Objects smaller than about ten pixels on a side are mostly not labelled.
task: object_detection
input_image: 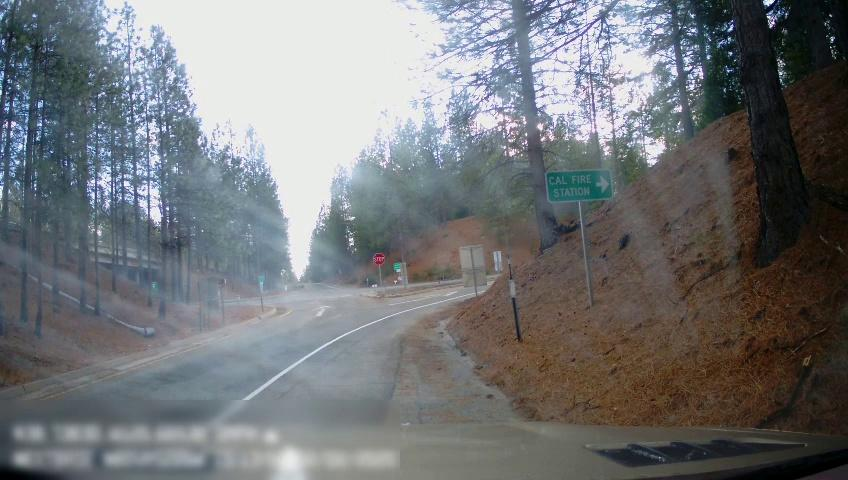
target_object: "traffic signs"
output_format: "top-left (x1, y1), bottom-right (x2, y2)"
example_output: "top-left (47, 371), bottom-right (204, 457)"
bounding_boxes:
top-left (393, 262), bottom-right (407, 272)
top-left (372, 253), bottom-right (386, 266)
top-left (544, 168), bottom-right (615, 204)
